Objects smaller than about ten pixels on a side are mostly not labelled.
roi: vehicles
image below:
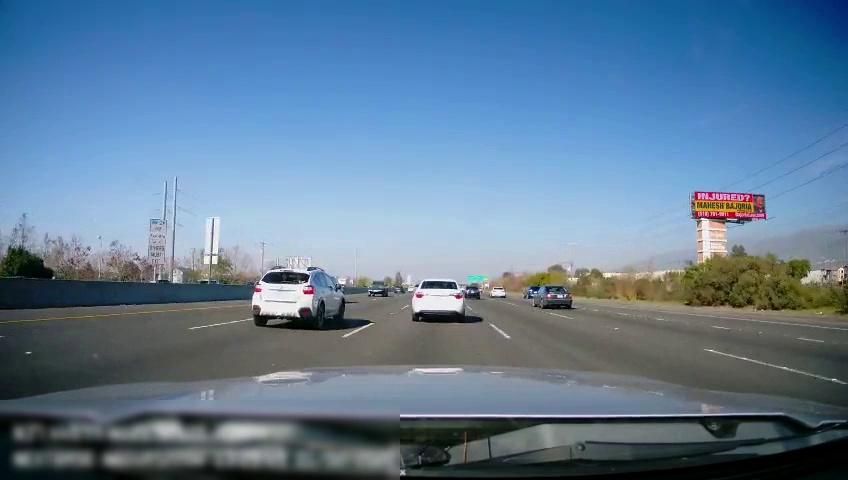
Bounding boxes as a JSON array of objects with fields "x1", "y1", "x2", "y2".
[
  {"x1": 463, "y1": 285, "x2": 481, "y2": 300},
  {"x1": 150, "y1": 279, "x2": 171, "y2": 284},
  {"x1": 522, "y1": 286, "x2": 543, "y2": 299},
  {"x1": 411, "y1": 279, "x2": 467, "y2": 322},
  {"x1": 195, "y1": 279, "x2": 222, "y2": 286},
  {"x1": 252, "y1": 265, "x2": 346, "y2": 330},
  {"x1": 393, "y1": 285, "x2": 405, "y2": 294},
  {"x1": 489, "y1": 286, "x2": 506, "y2": 298},
  {"x1": 334, "y1": 278, "x2": 356, "y2": 289},
  {"x1": 367, "y1": 280, "x2": 389, "y2": 297},
  {"x1": 531, "y1": 285, "x2": 573, "y2": 310}
]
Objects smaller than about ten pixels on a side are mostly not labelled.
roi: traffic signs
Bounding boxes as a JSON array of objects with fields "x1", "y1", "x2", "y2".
[
  {"x1": 466, "y1": 275, "x2": 489, "y2": 282},
  {"x1": 146, "y1": 217, "x2": 168, "y2": 266}
]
